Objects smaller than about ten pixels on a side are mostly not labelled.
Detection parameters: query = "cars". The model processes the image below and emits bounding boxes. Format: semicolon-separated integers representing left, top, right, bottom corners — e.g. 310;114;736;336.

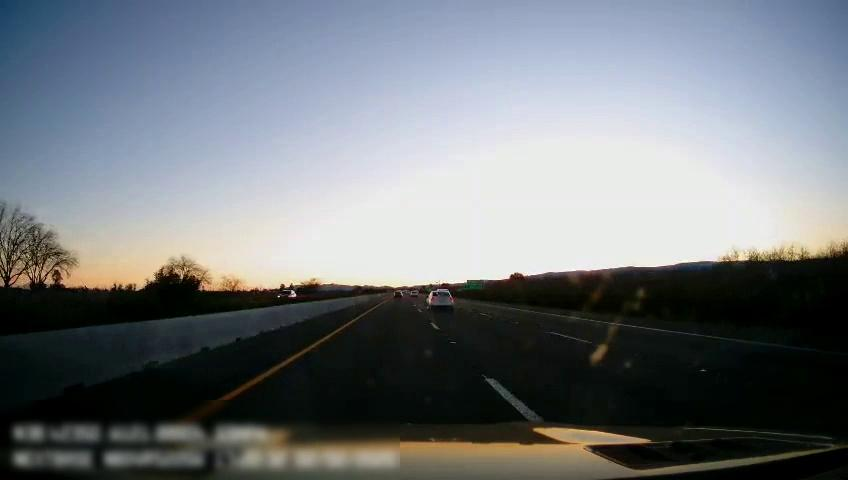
426;289;456;312
276;289;297;300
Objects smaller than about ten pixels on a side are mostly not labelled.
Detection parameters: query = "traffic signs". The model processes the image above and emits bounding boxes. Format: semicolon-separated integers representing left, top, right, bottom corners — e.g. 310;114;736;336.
465;279;486;291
